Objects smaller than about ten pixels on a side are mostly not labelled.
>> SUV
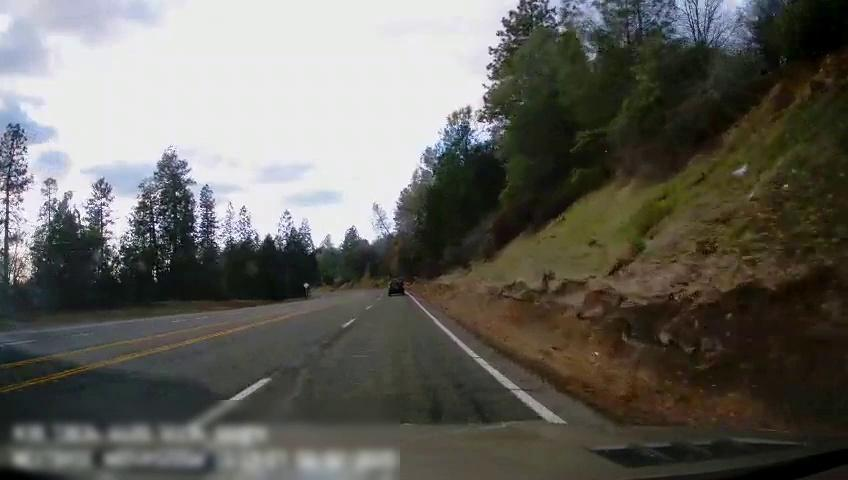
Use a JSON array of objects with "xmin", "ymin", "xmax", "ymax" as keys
[{"xmin": 387, "ymin": 280, "xmax": 405, "ymax": 296}]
